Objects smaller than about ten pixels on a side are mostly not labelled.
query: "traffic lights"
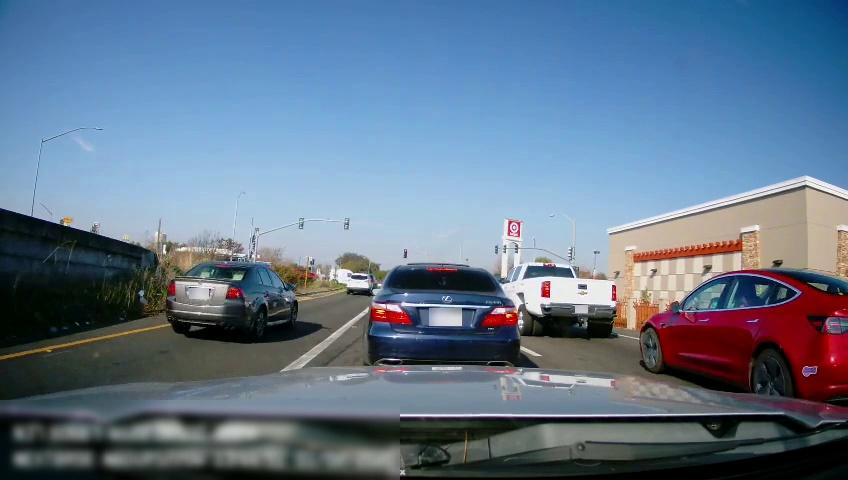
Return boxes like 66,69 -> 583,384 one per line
567,247 -> 573,261
513,242 -> 519,256
343,217 -> 350,231
494,244 -> 499,255
297,217 -> 305,230
403,248 -> 408,260
502,243 -> 507,255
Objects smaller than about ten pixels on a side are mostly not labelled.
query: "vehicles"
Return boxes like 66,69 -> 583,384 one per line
491,262 -> 618,338
345,272 -> 374,296
361,262 -> 522,367
165,260 -> 299,340
366,274 -> 377,289
639,267 -> 848,408
174,247 -> 249,262
328,267 -> 353,284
